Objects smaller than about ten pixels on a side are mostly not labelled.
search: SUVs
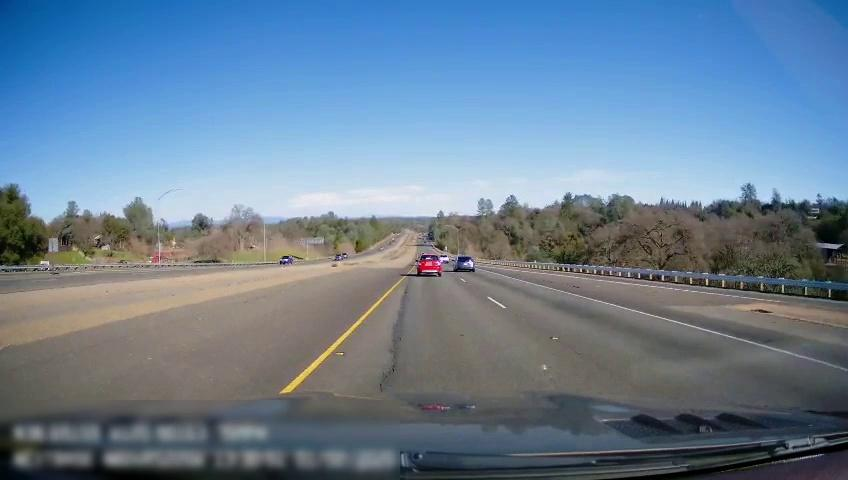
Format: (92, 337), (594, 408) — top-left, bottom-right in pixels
(279, 255), (294, 264)
(438, 254), (449, 264)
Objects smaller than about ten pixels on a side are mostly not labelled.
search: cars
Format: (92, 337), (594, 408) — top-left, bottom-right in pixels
(415, 255), (442, 276)
(451, 255), (476, 272)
